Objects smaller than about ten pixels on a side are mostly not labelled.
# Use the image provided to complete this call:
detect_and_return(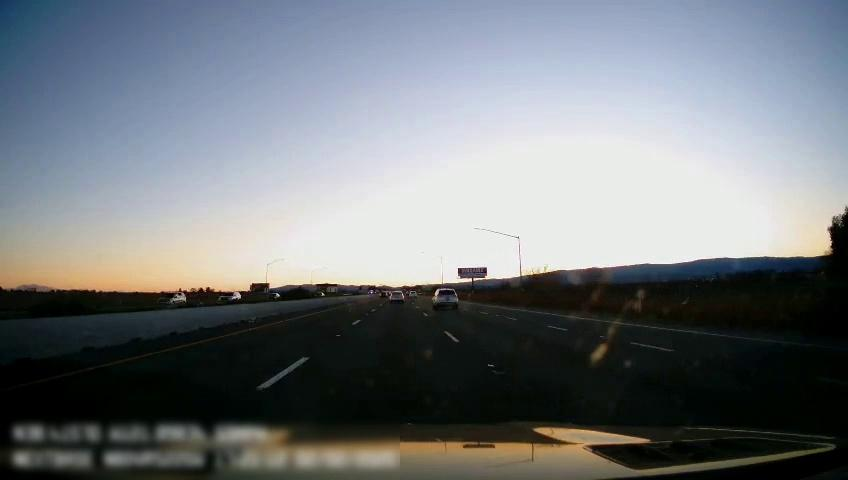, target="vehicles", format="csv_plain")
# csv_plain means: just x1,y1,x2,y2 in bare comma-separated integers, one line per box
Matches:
313,291,325,297
431,288,460,311
269,293,281,301
389,291,405,303
154,291,187,306
217,290,242,303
